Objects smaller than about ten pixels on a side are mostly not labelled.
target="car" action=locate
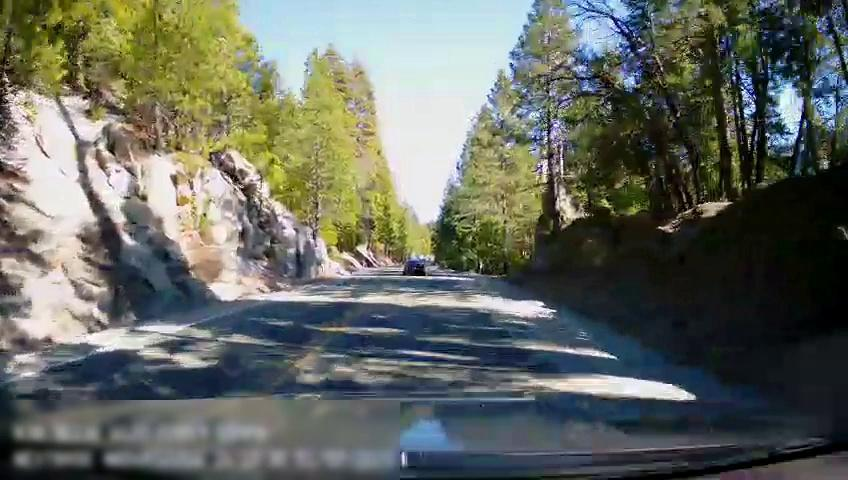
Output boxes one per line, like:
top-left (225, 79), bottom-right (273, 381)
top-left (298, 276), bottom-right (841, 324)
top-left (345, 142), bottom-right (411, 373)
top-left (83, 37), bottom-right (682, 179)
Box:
top-left (402, 257), bottom-right (425, 276)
